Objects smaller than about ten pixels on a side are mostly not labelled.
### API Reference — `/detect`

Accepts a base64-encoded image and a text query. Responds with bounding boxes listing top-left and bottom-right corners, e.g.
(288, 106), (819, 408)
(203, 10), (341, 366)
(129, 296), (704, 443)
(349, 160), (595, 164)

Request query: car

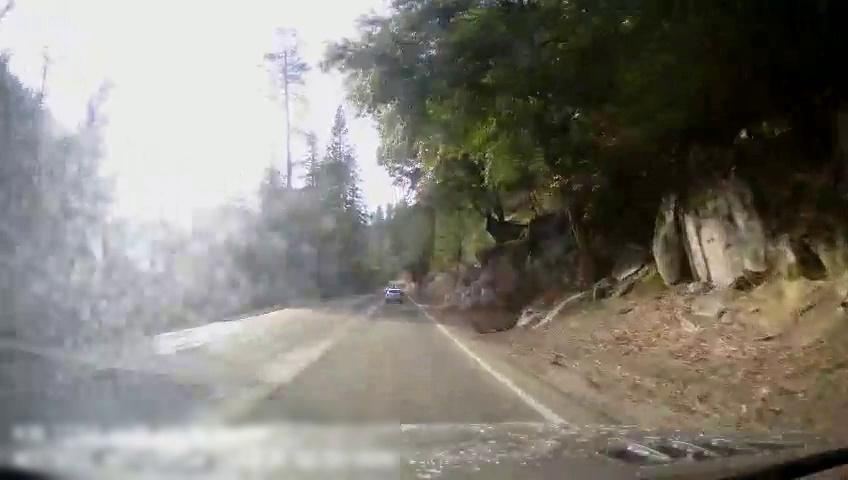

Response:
(383, 287), (404, 305)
